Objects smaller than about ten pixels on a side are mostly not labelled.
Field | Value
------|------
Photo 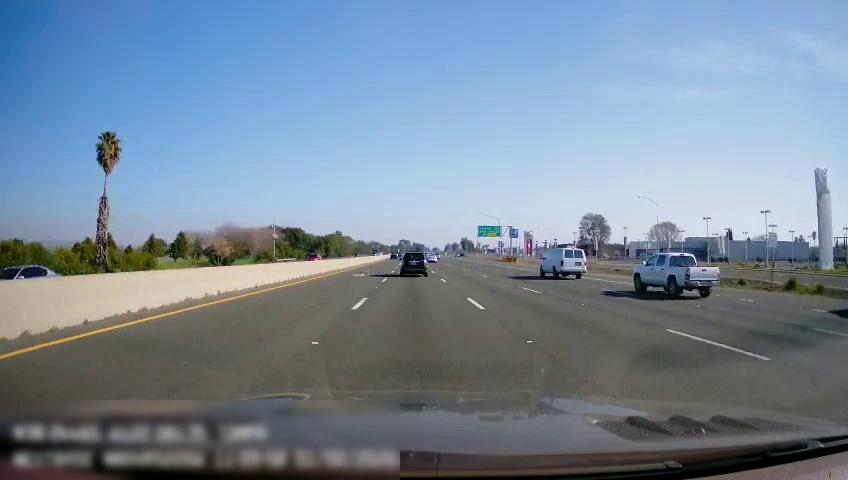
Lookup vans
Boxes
[538,246,588,280]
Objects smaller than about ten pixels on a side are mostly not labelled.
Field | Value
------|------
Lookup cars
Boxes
[426,255,438,264]
[305,253,322,263]
[0,263,62,281]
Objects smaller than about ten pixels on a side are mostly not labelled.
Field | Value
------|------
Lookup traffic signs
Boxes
[477,224,501,238]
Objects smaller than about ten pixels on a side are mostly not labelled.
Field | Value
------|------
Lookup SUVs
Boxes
[398,251,428,277]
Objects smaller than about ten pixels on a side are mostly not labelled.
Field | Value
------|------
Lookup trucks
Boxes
[630,252,722,299]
